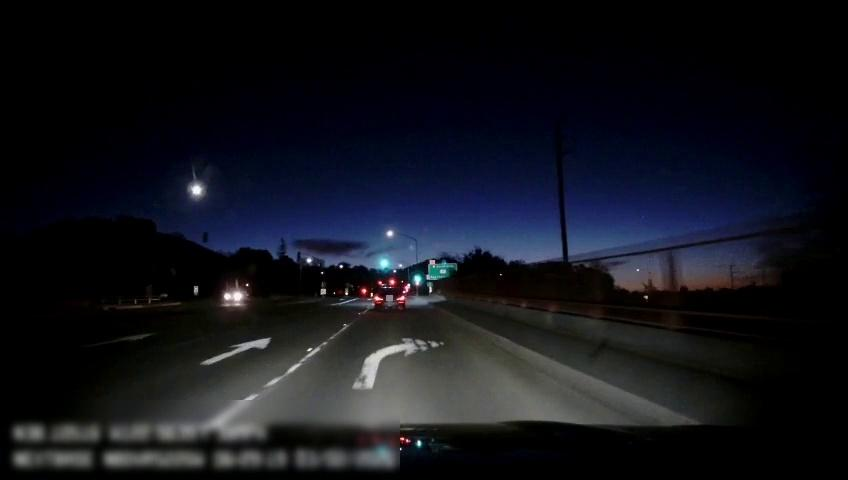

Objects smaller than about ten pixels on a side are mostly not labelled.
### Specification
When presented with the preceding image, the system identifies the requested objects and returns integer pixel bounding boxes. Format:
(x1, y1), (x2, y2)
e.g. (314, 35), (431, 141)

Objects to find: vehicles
(373, 284), (406, 312)
(223, 287), (248, 303)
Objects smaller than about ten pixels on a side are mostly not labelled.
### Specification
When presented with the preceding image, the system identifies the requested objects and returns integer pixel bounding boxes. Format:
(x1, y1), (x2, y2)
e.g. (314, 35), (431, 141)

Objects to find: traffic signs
(193, 286), (199, 297)
(427, 262), (459, 281)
